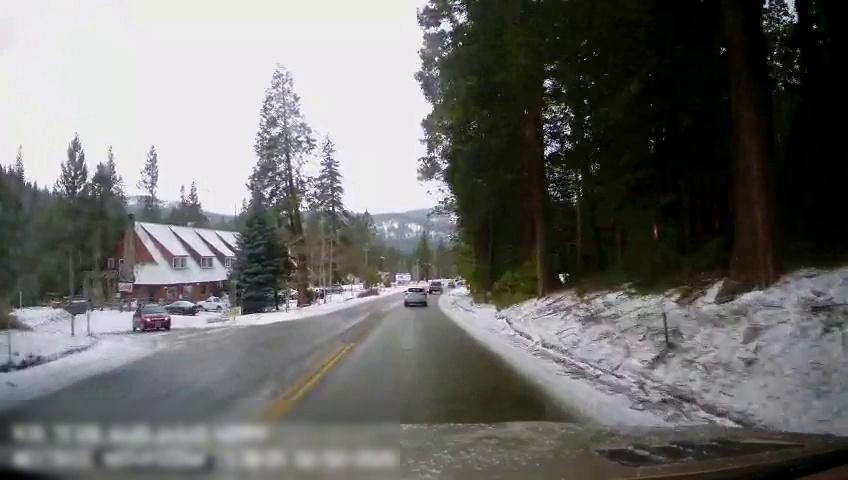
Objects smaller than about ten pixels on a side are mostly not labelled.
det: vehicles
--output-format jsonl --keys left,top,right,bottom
{"left": 321, "top": 285, "right": 344, "bottom": 294}
{"left": 195, "top": 297, "right": 231, "bottom": 312}
{"left": 132, "top": 304, "right": 171, "bottom": 332}
{"left": 429, "top": 281, "right": 443, "bottom": 294}
{"left": 162, "top": 301, "right": 199, "bottom": 316}
{"left": 403, "top": 287, "right": 429, "bottom": 307}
